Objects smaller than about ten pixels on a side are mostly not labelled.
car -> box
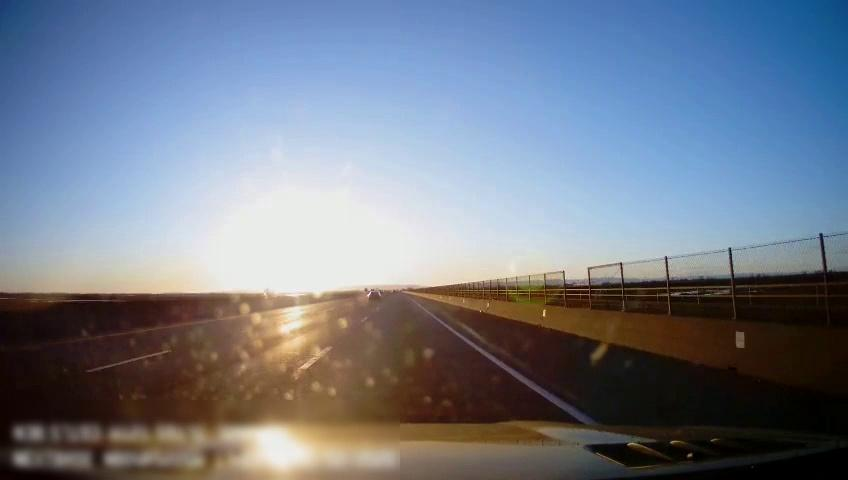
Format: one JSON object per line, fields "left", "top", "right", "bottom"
{"left": 368, "top": 291, "right": 383, "bottom": 302}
